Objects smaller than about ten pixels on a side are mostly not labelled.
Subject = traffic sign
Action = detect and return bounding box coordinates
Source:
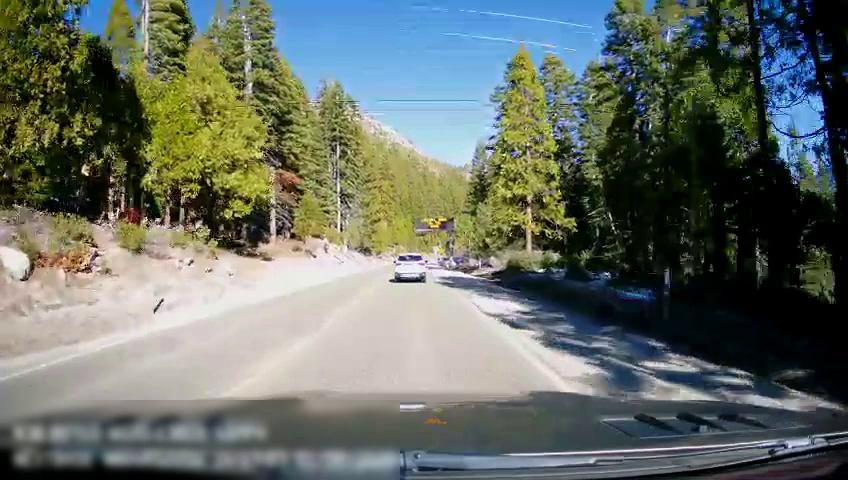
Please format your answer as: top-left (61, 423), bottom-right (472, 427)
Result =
top-left (415, 216), bottom-right (456, 237)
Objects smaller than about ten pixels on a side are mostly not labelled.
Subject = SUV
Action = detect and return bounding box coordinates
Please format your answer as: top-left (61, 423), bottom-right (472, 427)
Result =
top-left (393, 252), bottom-right (429, 283)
